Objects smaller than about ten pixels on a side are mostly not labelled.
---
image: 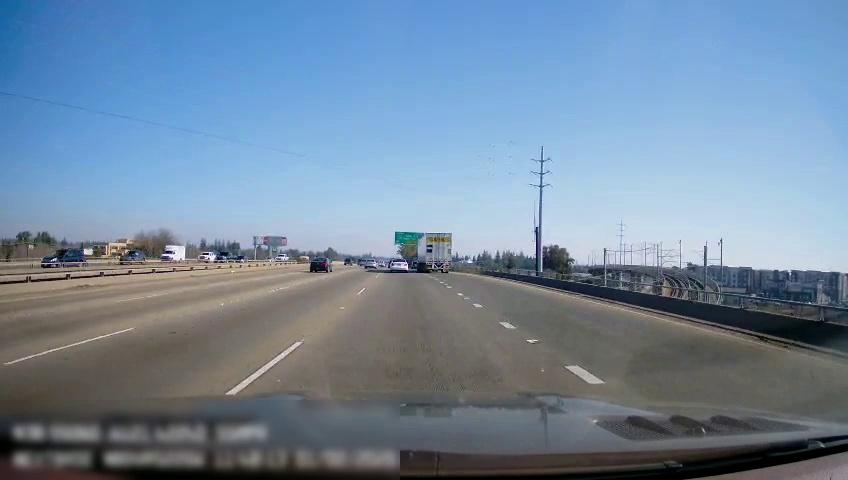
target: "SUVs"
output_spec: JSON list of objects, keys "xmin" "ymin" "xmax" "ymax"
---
[
  {"xmin": 364, "ymin": 258, "xmax": 378, "ymax": 269},
  {"xmin": 215, "ymin": 252, "xmax": 235, "ymax": 264},
  {"xmin": 41, "ymin": 249, "xmax": 85, "ymax": 268}
]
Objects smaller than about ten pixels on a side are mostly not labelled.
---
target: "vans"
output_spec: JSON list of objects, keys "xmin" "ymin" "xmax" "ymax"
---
[{"xmin": 233, "ymin": 255, "xmax": 249, "ymax": 264}]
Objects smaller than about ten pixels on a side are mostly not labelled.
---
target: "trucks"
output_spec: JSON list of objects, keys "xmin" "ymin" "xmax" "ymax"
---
[
  {"xmin": 414, "ymin": 233, "xmax": 453, "ymax": 274},
  {"xmin": 275, "ymin": 253, "xmax": 291, "ymax": 263},
  {"xmin": 160, "ymin": 245, "xmax": 185, "ymax": 264},
  {"xmin": 198, "ymin": 252, "xmax": 216, "ymax": 264}
]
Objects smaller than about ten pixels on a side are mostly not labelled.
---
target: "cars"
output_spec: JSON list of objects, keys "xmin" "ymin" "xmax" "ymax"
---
[
  {"xmin": 388, "ymin": 258, "xmax": 410, "ymax": 274},
  {"xmin": 309, "ymin": 256, "xmax": 335, "ymax": 274},
  {"xmin": 119, "ymin": 250, "xmax": 147, "ymax": 266}
]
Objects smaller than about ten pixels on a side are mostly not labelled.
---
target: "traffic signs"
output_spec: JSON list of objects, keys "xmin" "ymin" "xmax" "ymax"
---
[{"xmin": 393, "ymin": 231, "xmax": 423, "ymax": 244}]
